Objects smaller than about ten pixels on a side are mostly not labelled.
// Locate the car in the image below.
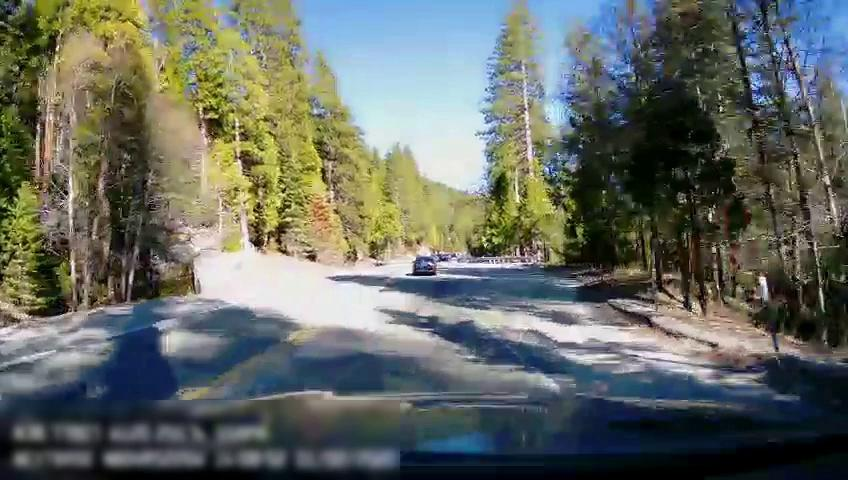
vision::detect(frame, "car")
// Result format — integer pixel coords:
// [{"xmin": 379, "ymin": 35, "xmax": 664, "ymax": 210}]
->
[{"xmin": 412, "ymin": 255, "xmax": 437, "ymax": 276}]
